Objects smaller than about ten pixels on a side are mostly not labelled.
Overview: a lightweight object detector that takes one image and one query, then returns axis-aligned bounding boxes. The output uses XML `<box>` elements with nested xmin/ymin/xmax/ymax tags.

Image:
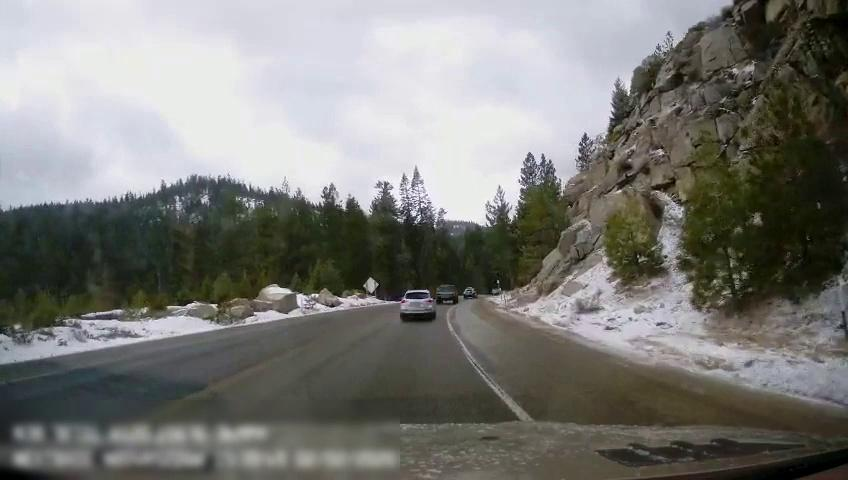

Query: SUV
<box><xmin>400</xmin><ymin>290</ymin><xmax>436</xmax><ymax>321</ymax></box>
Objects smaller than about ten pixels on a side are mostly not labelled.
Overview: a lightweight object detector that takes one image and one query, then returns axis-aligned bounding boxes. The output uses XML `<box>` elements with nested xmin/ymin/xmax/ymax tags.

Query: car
<box><xmin>463</xmin><ymin>288</ymin><xmax>477</xmax><ymax>298</ymax></box>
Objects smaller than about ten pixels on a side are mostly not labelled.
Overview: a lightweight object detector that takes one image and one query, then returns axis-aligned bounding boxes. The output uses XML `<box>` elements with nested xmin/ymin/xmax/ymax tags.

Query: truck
<box><xmin>436</xmin><ymin>285</ymin><xmax>458</xmax><ymax>304</ymax></box>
